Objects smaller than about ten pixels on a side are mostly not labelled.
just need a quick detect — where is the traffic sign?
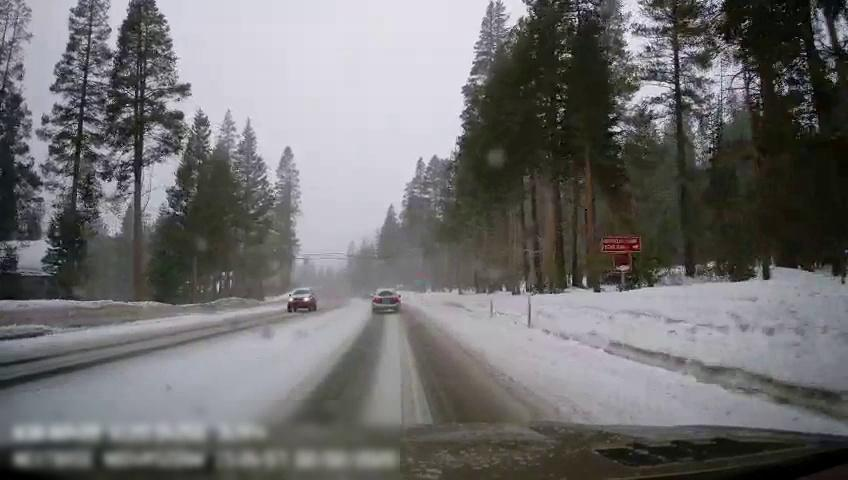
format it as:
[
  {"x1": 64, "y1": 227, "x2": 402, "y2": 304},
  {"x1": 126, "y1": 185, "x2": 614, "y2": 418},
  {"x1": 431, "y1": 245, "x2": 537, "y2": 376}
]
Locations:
[{"x1": 601, "y1": 235, "x2": 641, "y2": 253}]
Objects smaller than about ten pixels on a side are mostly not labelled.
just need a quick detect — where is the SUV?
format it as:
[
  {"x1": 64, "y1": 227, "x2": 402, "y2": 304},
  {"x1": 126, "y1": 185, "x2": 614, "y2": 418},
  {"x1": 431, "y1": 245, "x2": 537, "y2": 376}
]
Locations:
[{"x1": 287, "y1": 287, "x2": 317, "y2": 313}]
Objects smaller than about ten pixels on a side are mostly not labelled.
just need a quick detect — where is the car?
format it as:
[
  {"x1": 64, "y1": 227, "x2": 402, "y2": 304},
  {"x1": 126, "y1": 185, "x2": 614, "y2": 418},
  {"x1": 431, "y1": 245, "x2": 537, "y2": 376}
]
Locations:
[{"x1": 369, "y1": 288, "x2": 402, "y2": 316}]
